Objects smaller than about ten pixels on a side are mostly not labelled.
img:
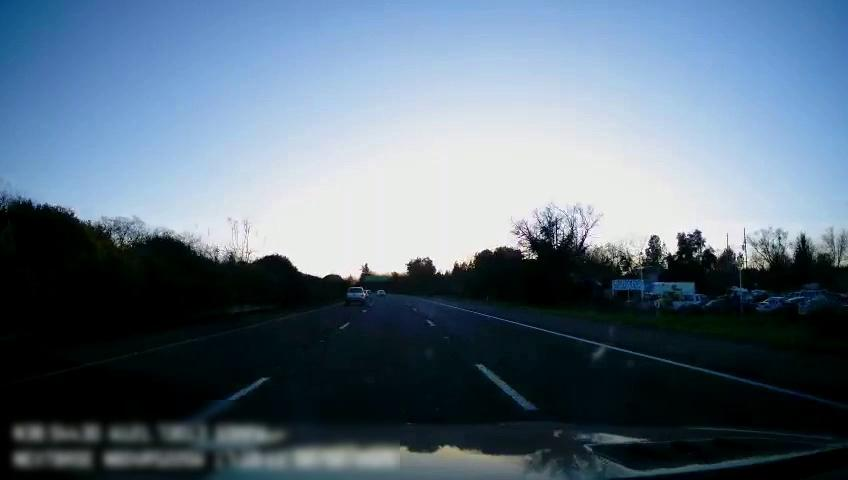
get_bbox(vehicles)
[750,301,772,315]
[344,286,366,306]
[764,297,791,311]
[701,298,734,316]
[667,293,710,315]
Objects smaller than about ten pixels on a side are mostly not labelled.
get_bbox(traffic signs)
[365,273,390,285]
